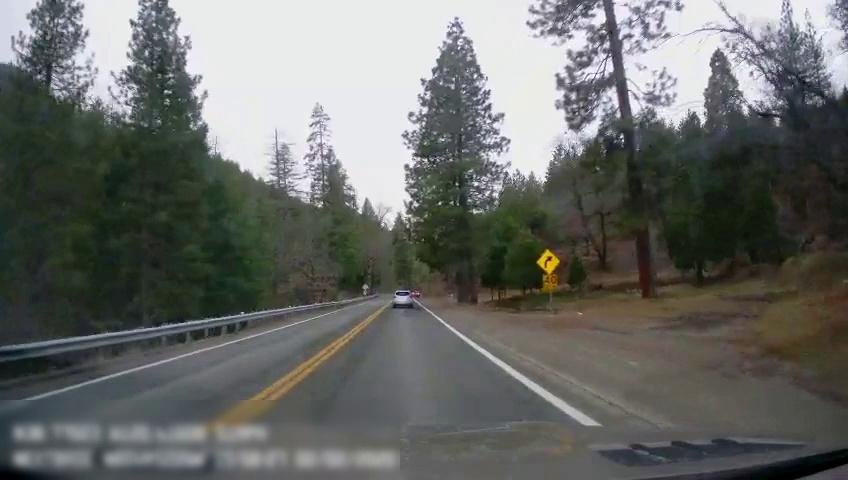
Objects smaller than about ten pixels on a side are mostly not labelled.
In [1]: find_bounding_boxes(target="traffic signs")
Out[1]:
[543,274,558,289]
[536,248,560,274]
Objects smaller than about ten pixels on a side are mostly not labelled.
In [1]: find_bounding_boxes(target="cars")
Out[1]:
[392,290,413,308]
